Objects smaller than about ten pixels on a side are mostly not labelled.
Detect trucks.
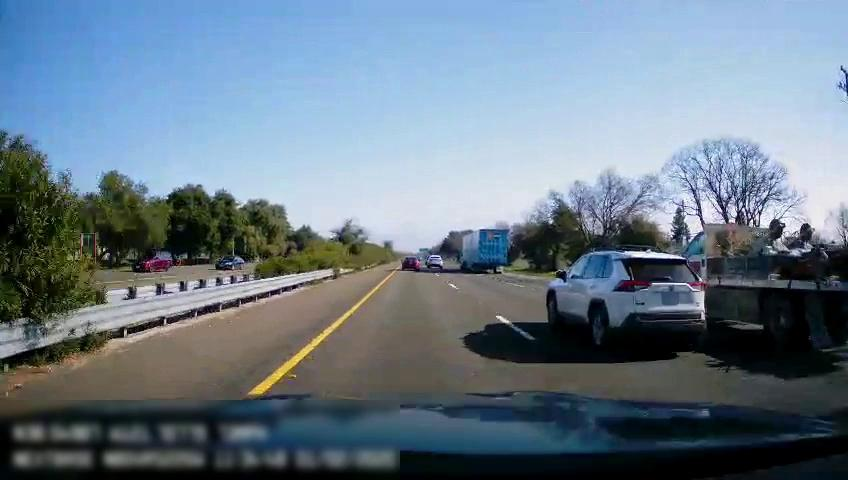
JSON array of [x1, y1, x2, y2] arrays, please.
[[133, 255, 173, 273], [681, 220, 848, 351], [458, 229, 510, 275]]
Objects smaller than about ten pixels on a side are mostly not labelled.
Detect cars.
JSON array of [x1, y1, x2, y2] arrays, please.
[[216, 255, 246, 270], [401, 255, 421, 272]]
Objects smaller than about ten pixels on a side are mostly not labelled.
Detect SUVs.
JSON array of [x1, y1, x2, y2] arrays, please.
[[545, 250, 708, 354], [427, 255, 444, 269]]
